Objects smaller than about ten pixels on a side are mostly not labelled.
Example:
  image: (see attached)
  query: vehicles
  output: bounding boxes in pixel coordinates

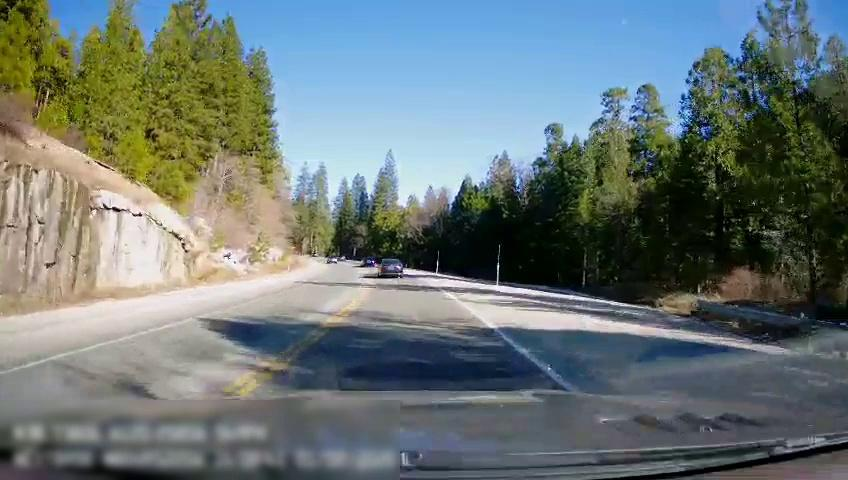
[326,255,338,265]
[377,258,403,279]
[359,256,376,268]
